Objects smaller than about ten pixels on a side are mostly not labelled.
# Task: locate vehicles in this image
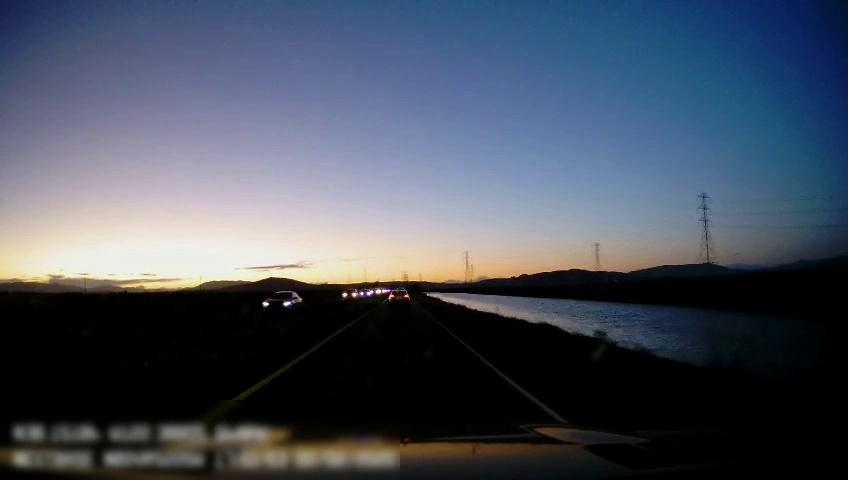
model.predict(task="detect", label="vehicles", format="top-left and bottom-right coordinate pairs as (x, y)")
top-left (388, 289), bottom-right (410, 306)
top-left (262, 290), bottom-right (302, 315)
top-left (360, 288), bottom-right (373, 298)
top-left (341, 289), bottom-right (359, 301)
